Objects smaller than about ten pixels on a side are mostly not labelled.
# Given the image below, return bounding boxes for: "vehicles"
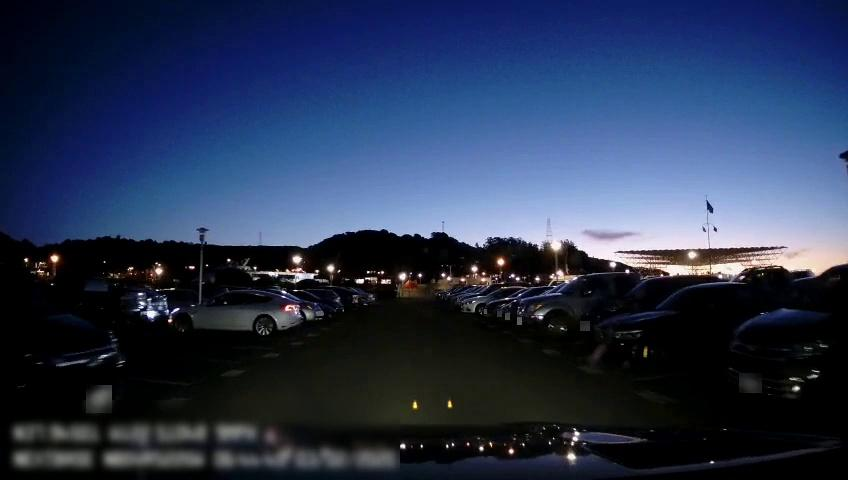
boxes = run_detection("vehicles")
[580,273,722,339]
[547,274,580,287]
[0,298,126,445]
[309,284,360,307]
[112,284,169,323]
[593,281,799,366]
[731,265,795,288]
[167,289,304,340]
[483,285,564,319]
[459,286,530,316]
[720,263,848,407]
[269,288,346,315]
[313,303,337,319]
[517,272,642,342]
[342,285,376,303]
[149,289,210,313]
[263,287,325,321]
[299,289,342,311]
[476,283,533,296]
